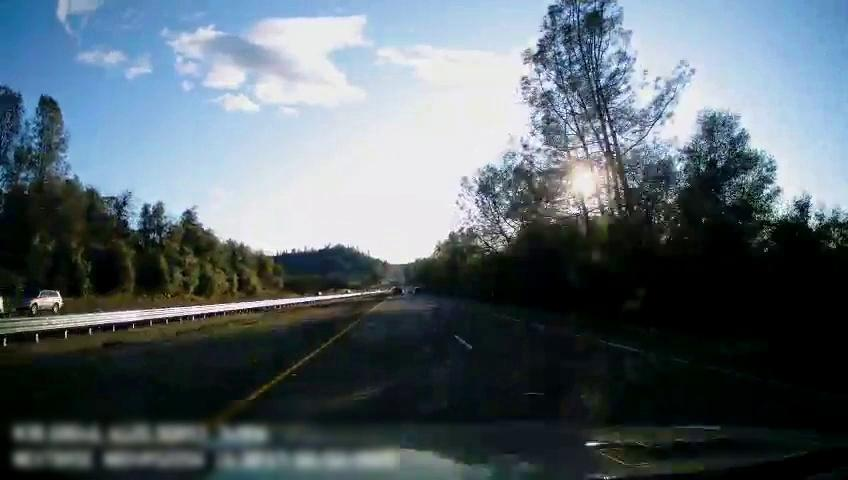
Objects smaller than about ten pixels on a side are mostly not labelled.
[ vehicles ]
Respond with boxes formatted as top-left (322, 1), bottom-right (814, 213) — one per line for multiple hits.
top-left (391, 287), bottom-right (403, 297)
top-left (412, 286), bottom-right (424, 296)
top-left (0, 289), bottom-right (25, 318)
top-left (15, 289), bottom-right (64, 317)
